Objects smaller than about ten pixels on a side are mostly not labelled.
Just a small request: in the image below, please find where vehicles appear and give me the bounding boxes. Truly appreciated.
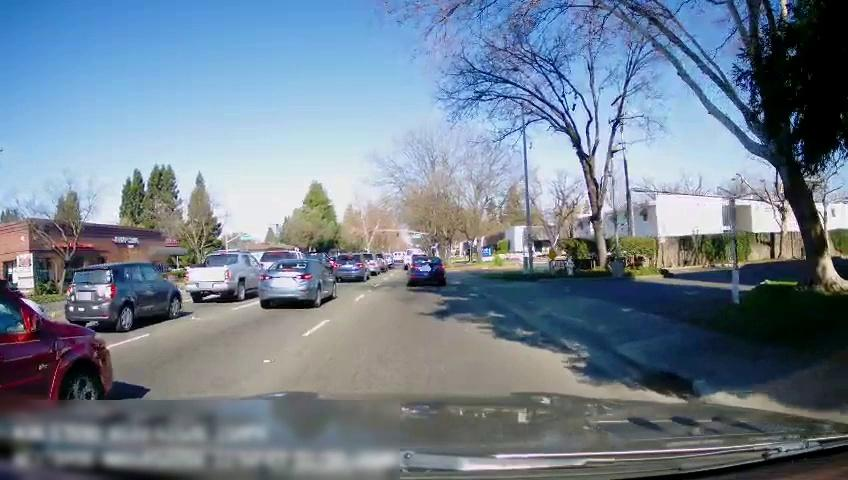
[22,299,51,320]
[184,251,265,303]
[382,254,393,268]
[373,254,388,272]
[362,254,380,276]
[257,251,297,267]
[63,263,184,333]
[256,255,337,310]
[408,256,446,285]
[403,248,425,270]
[0,280,112,421]
[333,254,370,283]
